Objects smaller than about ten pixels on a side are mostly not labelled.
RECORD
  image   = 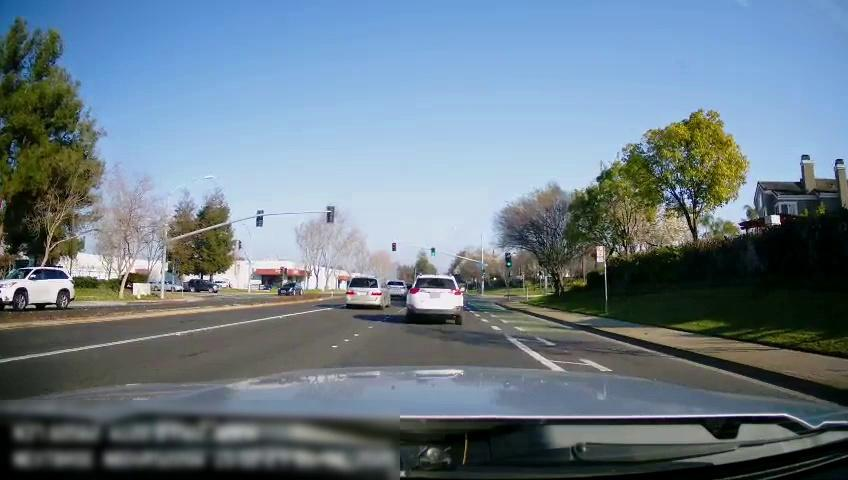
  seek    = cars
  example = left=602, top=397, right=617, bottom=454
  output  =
left=150, top=279, right=185, bottom=293
left=277, top=282, right=304, bottom=296
left=213, top=280, right=229, bottom=289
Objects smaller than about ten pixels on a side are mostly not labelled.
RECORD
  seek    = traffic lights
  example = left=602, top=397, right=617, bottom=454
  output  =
left=237, top=239, right=243, bottom=251
left=255, top=209, right=265, bottom=228
left=326, top=205, right=335, bottom=224
left=504, top=255, right=513, bottom=269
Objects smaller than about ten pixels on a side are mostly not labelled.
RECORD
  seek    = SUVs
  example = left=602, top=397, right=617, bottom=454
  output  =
left=0, top=266, right=75, bottom=311
left=186, top=278, right=220, bottom=294
left=385, top=279, right=409, bottom=300
left=406, top=273, right=465, bottom=326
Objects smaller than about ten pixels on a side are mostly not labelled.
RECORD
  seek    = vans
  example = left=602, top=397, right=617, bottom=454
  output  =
left=345, top=275, right=391, bottom=310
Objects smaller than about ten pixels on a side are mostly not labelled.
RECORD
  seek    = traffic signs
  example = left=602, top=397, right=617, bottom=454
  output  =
left=596, top=245, right=604, bottom=257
